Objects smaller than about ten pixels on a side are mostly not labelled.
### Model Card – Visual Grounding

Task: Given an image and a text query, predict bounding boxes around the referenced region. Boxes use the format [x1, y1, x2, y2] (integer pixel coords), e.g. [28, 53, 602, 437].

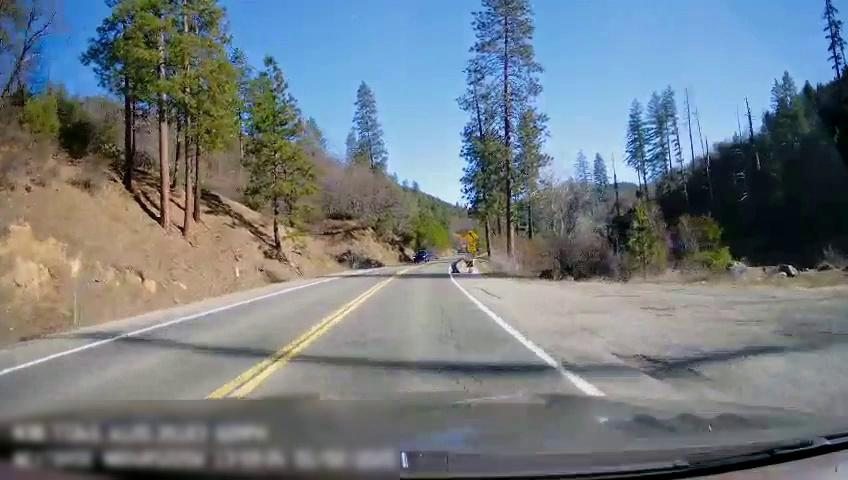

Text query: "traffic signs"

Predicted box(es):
[467, 242, 477, 253]
[466, 231, 477, 243]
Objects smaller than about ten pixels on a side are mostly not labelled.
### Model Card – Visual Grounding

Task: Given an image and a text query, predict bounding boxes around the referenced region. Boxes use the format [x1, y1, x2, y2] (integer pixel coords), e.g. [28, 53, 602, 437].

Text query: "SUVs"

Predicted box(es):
[411, 249, 433, 264]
